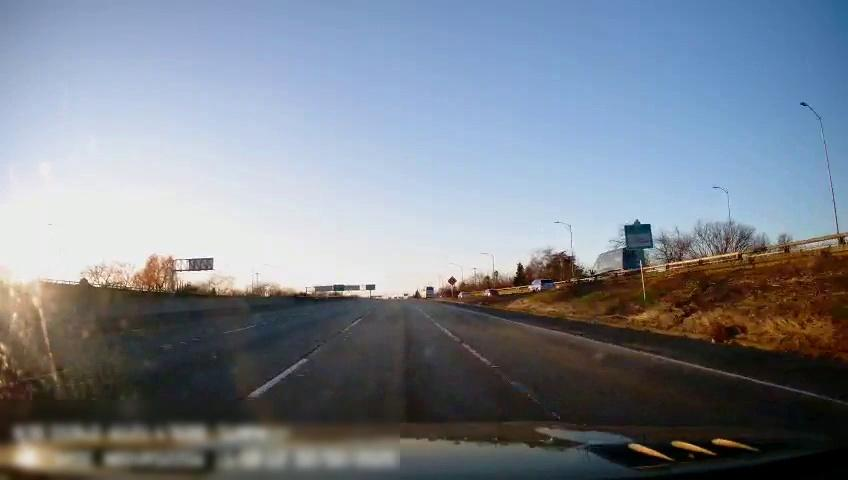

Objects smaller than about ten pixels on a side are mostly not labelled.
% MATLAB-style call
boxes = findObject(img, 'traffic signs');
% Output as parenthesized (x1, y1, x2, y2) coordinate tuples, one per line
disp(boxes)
(365, 283, 376, 291)
(447, 275, 458, 286)
(624, 221, 655, 249)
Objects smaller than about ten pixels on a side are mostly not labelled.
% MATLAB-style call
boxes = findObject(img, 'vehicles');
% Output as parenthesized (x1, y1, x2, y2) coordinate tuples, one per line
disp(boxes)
(593, 247, 645, 274)
(458, 291, 469, 298)
(482, 289, 498, 296)
(527, 278, 556, 293)
(420, 285, 435, 299)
